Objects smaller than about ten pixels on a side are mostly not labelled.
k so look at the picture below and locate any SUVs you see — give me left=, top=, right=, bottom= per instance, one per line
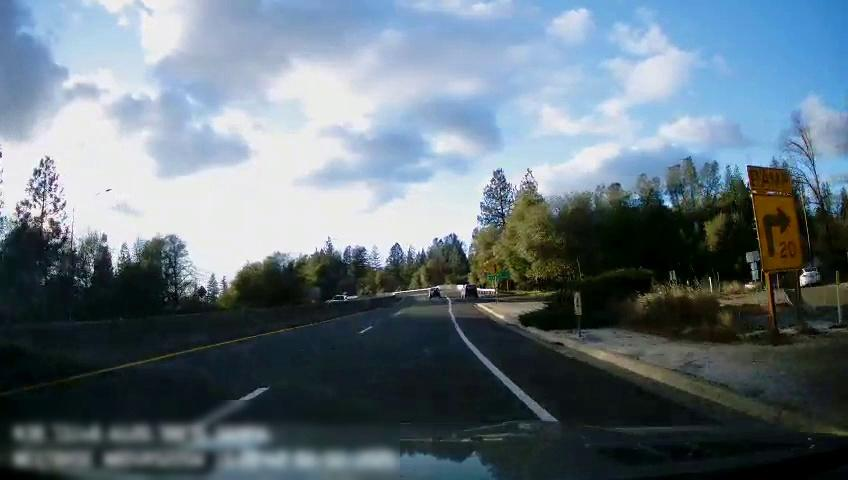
left=461, top=284, right=478, bottom=298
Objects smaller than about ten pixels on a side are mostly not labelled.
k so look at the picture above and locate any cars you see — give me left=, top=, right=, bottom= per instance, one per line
left=799, top=267, right=822, bottom=288
left=325, top=294, right=349, bottom=304
left=428, top=287, right=442, bottom=300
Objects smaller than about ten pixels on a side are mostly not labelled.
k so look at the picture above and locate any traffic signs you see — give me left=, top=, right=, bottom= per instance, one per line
left=488, top=261, right=500, bottom=275
left=746, top=164, right=793, bottom=194
left=751, top=193, right=803, bottom=272
left=487, top=268, right=511, bottom=281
